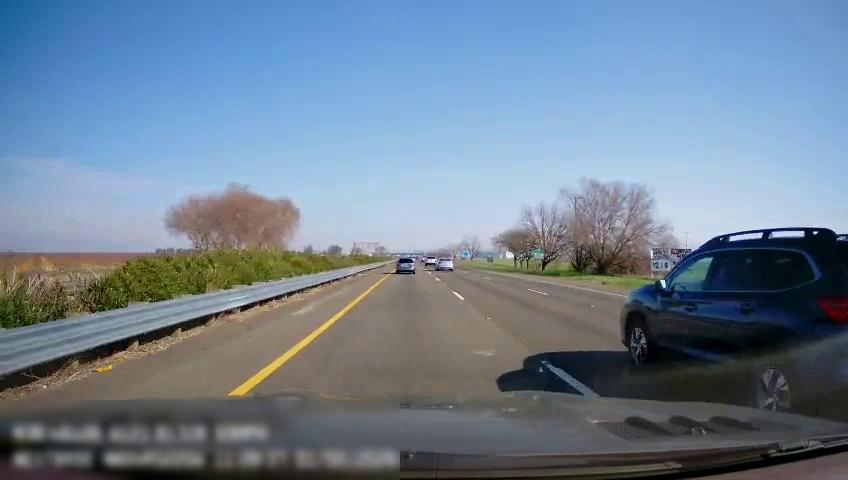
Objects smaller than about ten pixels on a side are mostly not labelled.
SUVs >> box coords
[619,240,848,415]
[425,256,438,267]
[396,257,416,275]
[434,257,453,272]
